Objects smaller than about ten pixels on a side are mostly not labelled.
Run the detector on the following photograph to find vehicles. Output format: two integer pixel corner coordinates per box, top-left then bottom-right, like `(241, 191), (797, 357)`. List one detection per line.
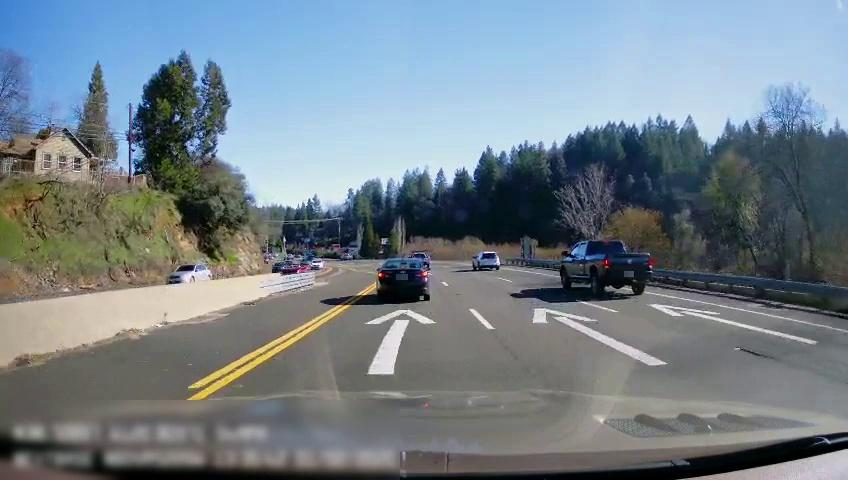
(558, 239), (655, 298)
(471, 251), (501, 271)
(272, 260), (292, 273)
(310, 259), (326, 271)
(280, 261), (312, 276)
(375, 256), (431, 303)
(167, 263), (211, 285)
(410, 252), (430, 269)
